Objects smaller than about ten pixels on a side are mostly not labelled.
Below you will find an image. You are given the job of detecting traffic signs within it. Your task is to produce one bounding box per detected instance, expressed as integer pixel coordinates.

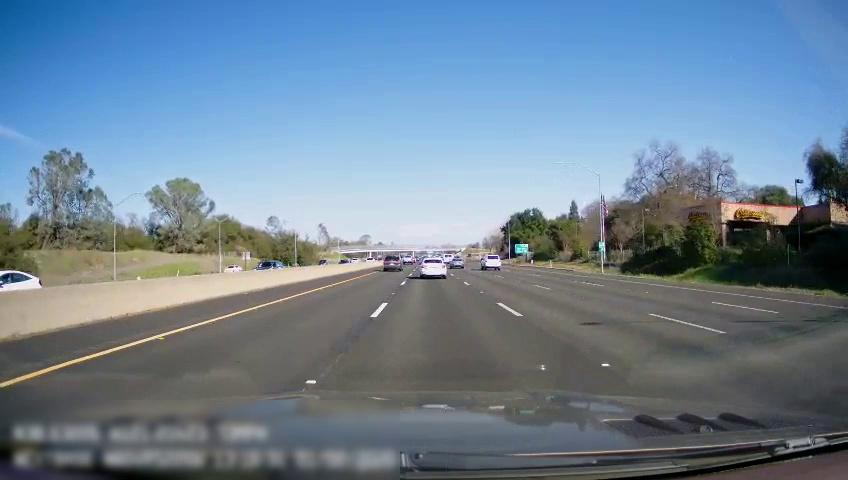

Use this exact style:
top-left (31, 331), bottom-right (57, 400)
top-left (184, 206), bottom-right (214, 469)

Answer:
top-left (515, 243), bottom-right (529, 254)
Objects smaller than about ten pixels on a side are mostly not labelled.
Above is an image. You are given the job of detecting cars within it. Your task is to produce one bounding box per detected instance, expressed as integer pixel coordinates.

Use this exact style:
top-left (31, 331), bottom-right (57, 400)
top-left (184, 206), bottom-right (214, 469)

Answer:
top-left (450, 256), bottom-right (464, 269)
top-left (420, 258), bottom-right (447, 280)
top-left (0, 269), bottom-right (43, 291)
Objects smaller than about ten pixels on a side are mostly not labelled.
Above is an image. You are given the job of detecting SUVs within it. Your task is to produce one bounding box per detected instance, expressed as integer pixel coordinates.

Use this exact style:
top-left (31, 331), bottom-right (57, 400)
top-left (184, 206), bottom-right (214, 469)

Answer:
top-left (382, 255), bottom-right (403, 272)
top-left (480, 255), bottom-right (501, 271)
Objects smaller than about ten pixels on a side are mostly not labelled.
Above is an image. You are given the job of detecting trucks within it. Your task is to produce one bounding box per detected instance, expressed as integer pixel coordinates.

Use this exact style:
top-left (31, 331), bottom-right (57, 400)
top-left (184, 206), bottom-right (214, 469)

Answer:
top-left (402, 255), bottom-right (413, 265)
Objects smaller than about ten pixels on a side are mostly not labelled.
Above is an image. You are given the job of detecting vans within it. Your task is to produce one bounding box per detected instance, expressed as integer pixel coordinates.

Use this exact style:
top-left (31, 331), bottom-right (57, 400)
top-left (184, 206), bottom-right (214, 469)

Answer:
top-left (442, 254), bottom-right (455, 267)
